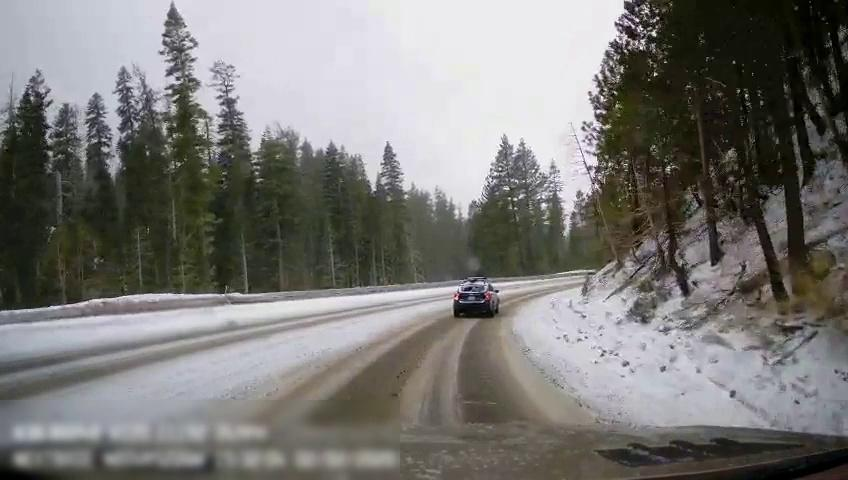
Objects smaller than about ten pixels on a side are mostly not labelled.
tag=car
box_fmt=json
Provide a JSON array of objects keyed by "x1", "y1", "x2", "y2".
[{"x1": 452, "y1": 276, "x2": 500, "y2": 319}]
